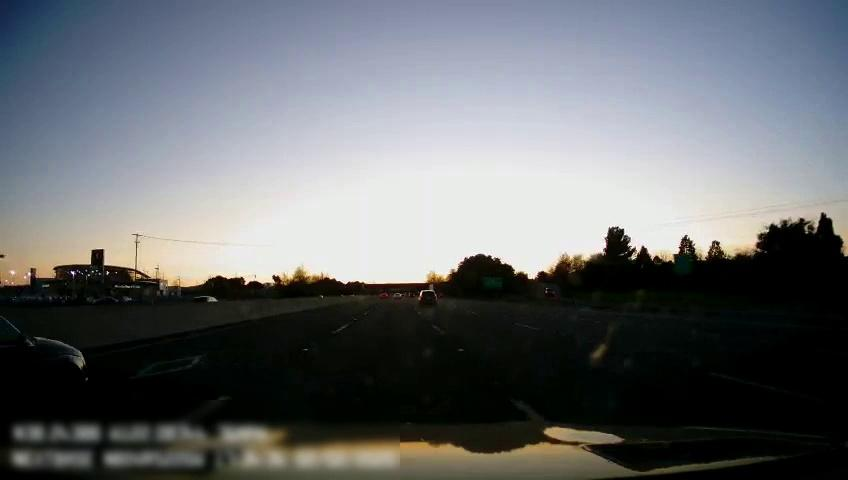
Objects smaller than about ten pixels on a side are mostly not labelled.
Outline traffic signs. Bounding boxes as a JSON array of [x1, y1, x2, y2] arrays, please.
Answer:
[[481, 277, 502, 289]]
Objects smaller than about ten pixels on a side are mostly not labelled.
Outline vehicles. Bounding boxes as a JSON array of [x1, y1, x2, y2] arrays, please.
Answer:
[[418, 290, 438, 306], [429, 284, 441, 298], [189, 296, 219, 305], [0, 315, 89, 411], [544, 288, 555, 296]]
